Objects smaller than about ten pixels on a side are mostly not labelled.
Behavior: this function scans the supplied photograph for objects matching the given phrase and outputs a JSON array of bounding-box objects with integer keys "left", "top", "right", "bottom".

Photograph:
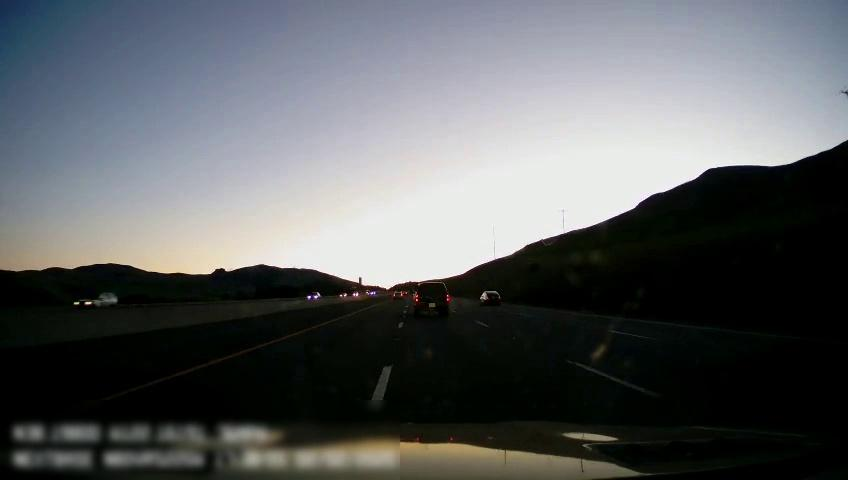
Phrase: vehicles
[
  {"left": 72, "top": 292, "right": 118, "bottom": 310},
  {"left": 307, "top": 292, "right": 321, "bottom": 300},
  {"left": 413, "top": 282, "right": 450, "bottom": 317},
  {"left": 392, "top": 292, "right": 403, "bottom": 300},
  {"left": 479, "top": 291, "right": 501, "bottom": 305}
]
